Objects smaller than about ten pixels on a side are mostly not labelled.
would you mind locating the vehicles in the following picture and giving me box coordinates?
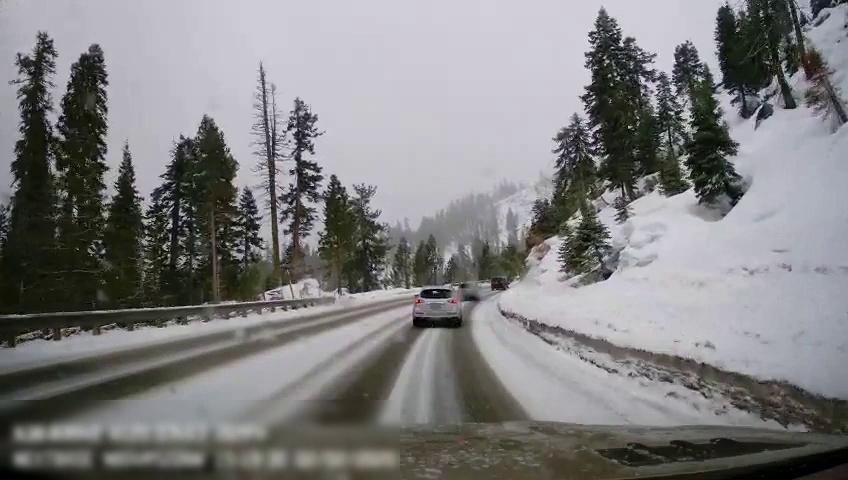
[491,277,510,291]
[457,282,480,301]
[412,287,464,329]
